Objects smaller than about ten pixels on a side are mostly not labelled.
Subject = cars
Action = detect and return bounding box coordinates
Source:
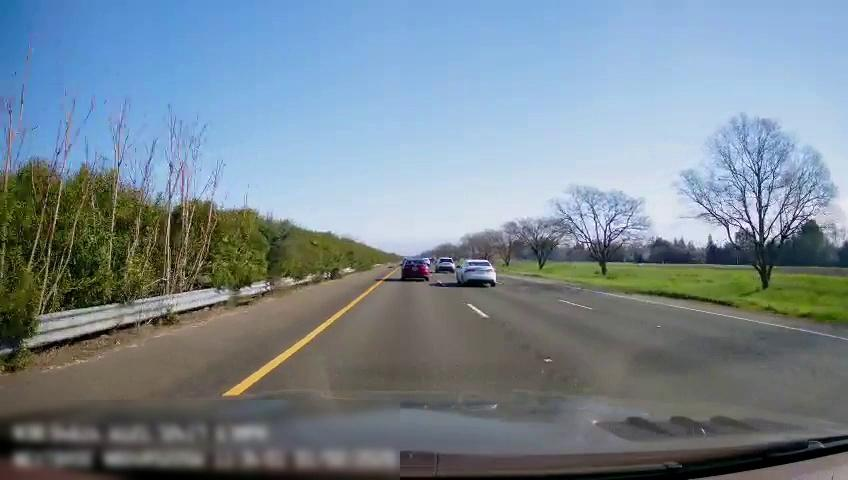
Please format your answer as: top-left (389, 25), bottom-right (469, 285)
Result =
top-left (398, 258), bottom-right (430, 281)
top-left (434, 256), bottom-right (456, 274)
top-left (453, 259), bottom-right (498, 288)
